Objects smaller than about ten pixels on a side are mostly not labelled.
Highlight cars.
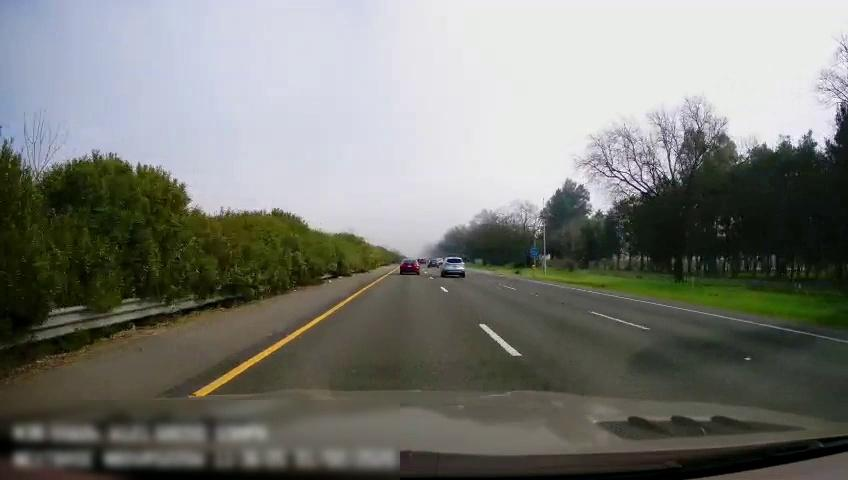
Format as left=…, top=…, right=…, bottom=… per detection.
left=427, top=259, right=440, bottom=268
left=398, top=257, right=423, bottom=277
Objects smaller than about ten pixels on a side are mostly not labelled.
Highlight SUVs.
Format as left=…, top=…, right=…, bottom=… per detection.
left=440, top=257, right=466, bottom=278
